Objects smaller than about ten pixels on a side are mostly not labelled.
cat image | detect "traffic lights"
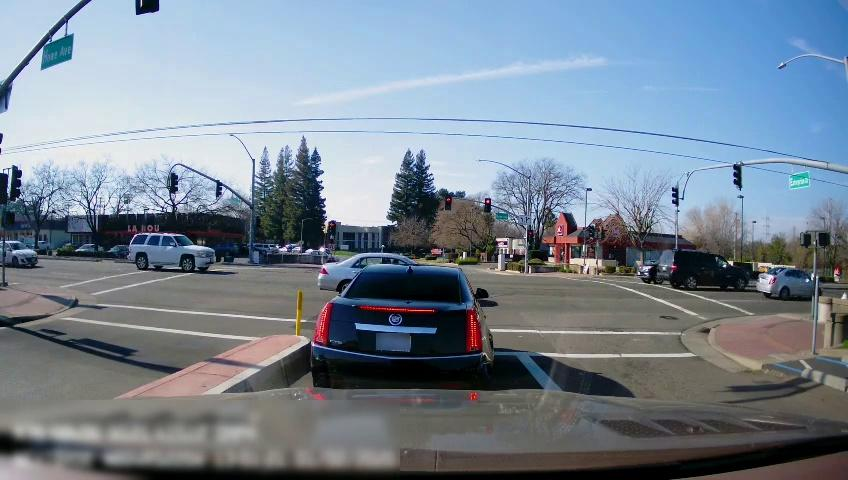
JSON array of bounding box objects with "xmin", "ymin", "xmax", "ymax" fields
[
  {"xmin": 799, "ymin": 232, "xmax": 814, "ymax": 248},
  {"xmin": 216, "ymin": 180, "xmax": 223, "ymax": 197},
  {"xmin": 0, "ymin": 132, "xmax": 5, "ymax": 153},
  {"xmin": 0, "ymin": 173, "xmax": 9, "ymax": 205},
  {"xmin": 445, "ymin": 196, "xmax": 452, "ymax": 211},
  {"xmin": 815, "ymin": 232, "xmax": 830, "ymax": 247},
  {"xmin": 527, "ymin": 230, "xmax": 534, "ymax": 243},
  {"xmin": 588, "ymin": 226, "xmax": 595, "ymax": 239},
  {"xmin": 732, "ymin": 163, "xmax": 742, "ymax": 189},
  {"xmin": 670, "ymin": 187, "xmax": 679, "ymax": 206},
  {"xmin": 10, "ymin": 164, "xmax": 23, "ymax": 201},
  {"xmin": 135, "ymin": 0, "xmax": 160, "ymax": 16},
  {"xmin": 484, "ymin": 198, "xmax": 491, "ymax": 213},
  {"xmin": 329, "ymin": 221, "xmax": 336, "ymax": 234},
  {"xmin": 2, "ymin": 212, "xmax": 15, "ymax": 225},
  {"xmin": 600, "ymin": 226, "xmax": 606, "ymax": 239},
  {"xmin": 170, "ymin": 172, "xmax": 179, "ymax": 193}
]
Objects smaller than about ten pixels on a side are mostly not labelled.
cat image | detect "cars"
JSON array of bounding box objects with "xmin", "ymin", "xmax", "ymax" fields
[
  {"xmin": 310, "ymin": 263, "xmax": 495, "ymax": 391},
  {"xmin": 107, "ymin": 245, "xmax": 129, "ymax": 256},
  {"xmin": 75, "ymin": 244, "xmax": 102, "ymax": 254},
  {"xmin": 756, "ymin": 268, "xmax": 823, "ymax": 300},
  {"xmin": 0, "ymin": 240, "xmax": 39, "ymax": 268},
  {"xmin": 318, "ymin": 253, "xmax": 421, "ymax": 293}
]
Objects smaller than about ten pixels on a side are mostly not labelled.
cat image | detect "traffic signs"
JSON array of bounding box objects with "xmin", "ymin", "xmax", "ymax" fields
[
  {"xmin": 40, "ymin": 33, "xmax": 75, "ymax": 70},
  {"xmin": 496, "ymin": 213, "xmax": 508, "ymax": 220},
  {"xmin": 789, "ymin": 171, "xmax": 811, "ymax": 189}
]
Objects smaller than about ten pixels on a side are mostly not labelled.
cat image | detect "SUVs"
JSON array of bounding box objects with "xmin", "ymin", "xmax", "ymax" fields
[
  {"xmin": 656, "ymin": 249, "xmax": 750, "ymax": 292},
  {"xmin": 637, "ymin": 256, "xmax": 664, "ymax": 285},
  {"xmin": 128, "ymin": 233, "xmax": 216, "ymax": 273}
]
